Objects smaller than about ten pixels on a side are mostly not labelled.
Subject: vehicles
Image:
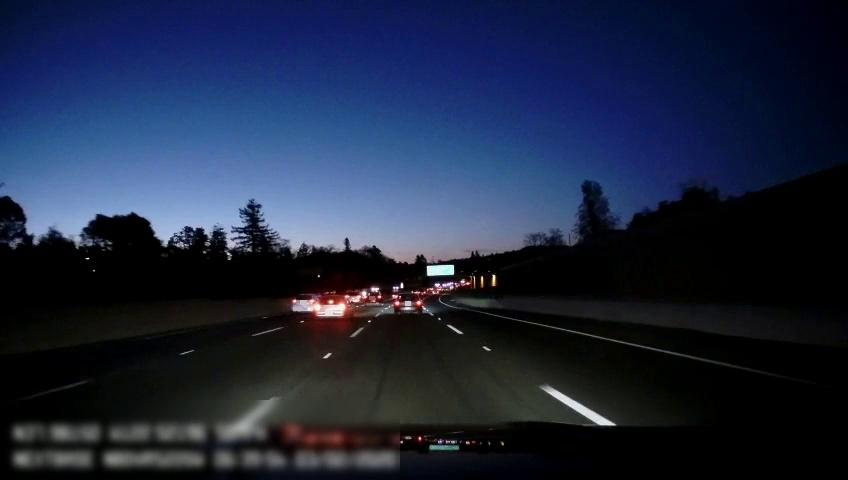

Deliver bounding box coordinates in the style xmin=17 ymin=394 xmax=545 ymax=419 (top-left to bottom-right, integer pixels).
xmin=292 ymin=293 xmax=324 ymax=317
xmin=315 ymin=294 xmax=354 ymax=322
xmin=344 ymin=291 xmax=366 ymax=304
xmin=364 ymin=291 xmax=384 ymax=308
xmin=394 ymin=293 xmax=423 ymax=318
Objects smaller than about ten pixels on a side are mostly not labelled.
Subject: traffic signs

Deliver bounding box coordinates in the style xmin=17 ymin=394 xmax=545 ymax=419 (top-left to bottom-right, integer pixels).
xmin=426 ymin=265 xmax=455 ymax=276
